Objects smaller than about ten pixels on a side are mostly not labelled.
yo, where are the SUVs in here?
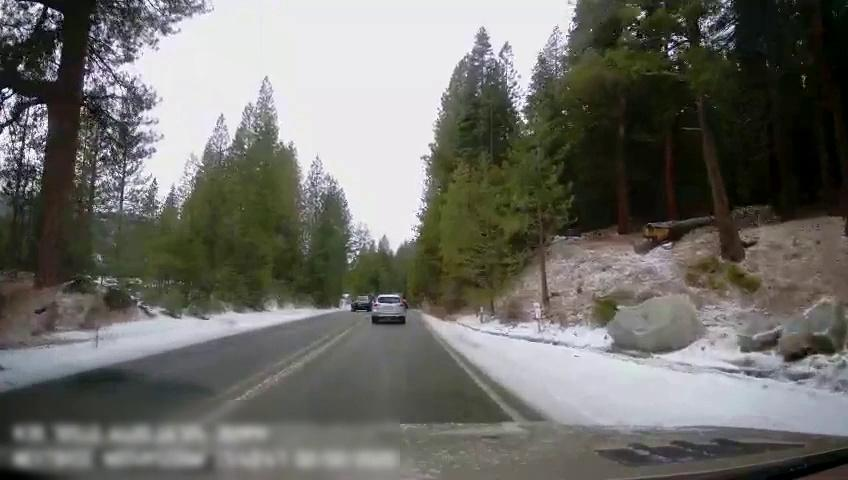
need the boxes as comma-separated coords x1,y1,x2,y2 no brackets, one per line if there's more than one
351,296,373,312
371,294,406,324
